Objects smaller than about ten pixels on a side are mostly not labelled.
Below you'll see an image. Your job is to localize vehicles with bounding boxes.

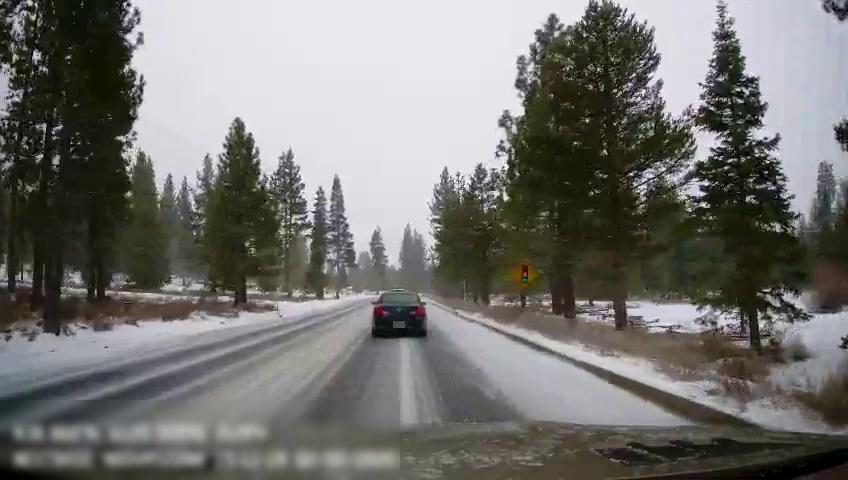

[371,292,427,337]
[391,288,406,293]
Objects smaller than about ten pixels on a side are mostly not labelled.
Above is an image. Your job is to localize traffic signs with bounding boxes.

[514,264,536,288]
